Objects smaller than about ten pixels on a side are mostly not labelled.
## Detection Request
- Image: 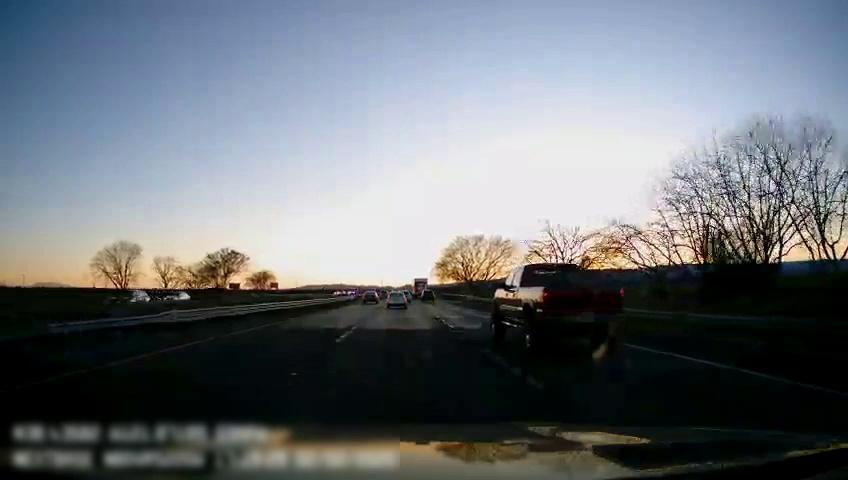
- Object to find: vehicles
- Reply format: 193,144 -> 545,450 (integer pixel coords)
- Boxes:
362,289 -> 380,305
386,290 -> 408,309
102,289 -> 152,306
489,263 -> 626,356
398,289 -> 413,305
411,278 -> 428,299
420,289 -> 436,303
152,290 -> 191,304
